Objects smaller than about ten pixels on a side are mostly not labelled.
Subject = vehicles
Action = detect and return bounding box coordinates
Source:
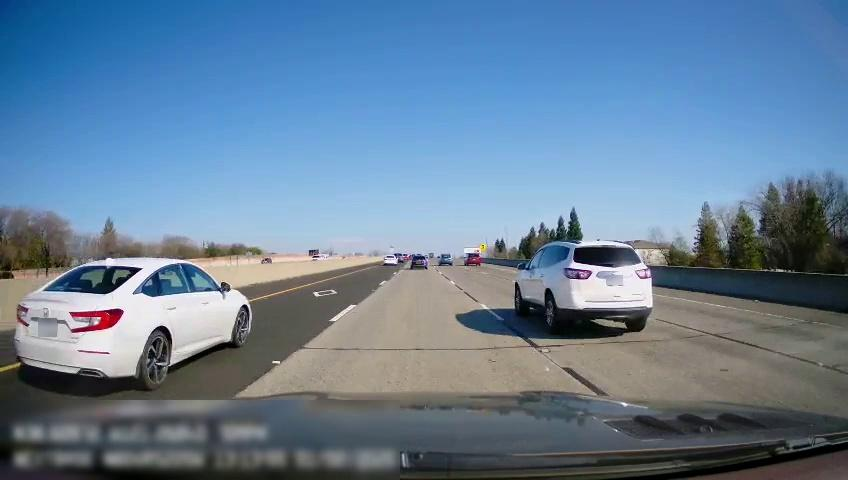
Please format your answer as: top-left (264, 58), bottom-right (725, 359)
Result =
top-left (394, 253), bottom-right (405, 264)
top-left (260, 257), bottom-right (273, 265)
top-left (410, 255), bottom-right (428, 270)
top-left (383, 255), bottom-right (399, 266)
top-left (311, 255), bottom-right (327, 262)
top-left (13, 257), bottom-right (255, 393)
top-left (463, 252), bottom-right (481, 267)
top-left (514, 239), bottom-right (655, 333)
top-left (437, 253), bottom-right (453, 266)
top-left (0, 271), bottom-right (16, 279)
